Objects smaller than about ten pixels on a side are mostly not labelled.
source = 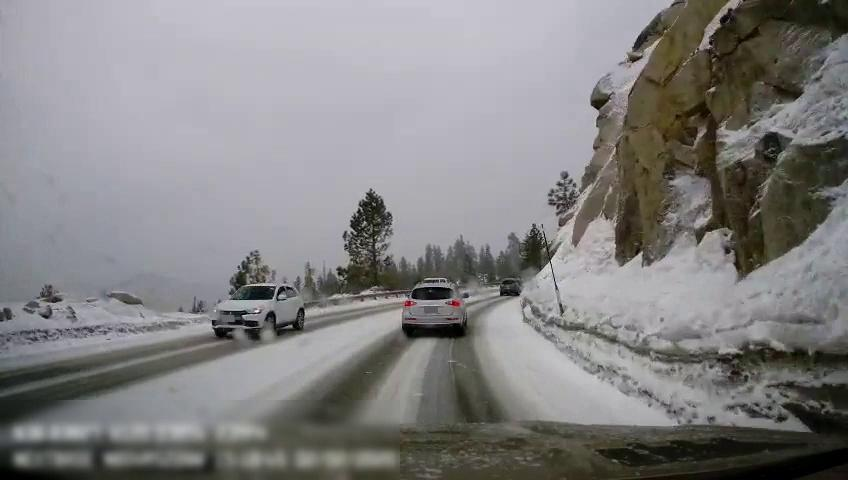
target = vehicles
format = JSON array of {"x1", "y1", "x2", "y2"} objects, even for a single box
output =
[
  {"x1": 401, "y1": 282, "x2": 469, "y2": 339},
  {"x1": 211, "y1": 283, "x2": 306, "y2": 340},
  {"x1": 500, "y1": 278, "x2": 521, "y2": 296},
  {"x1": 423, "y1": 278, "x2": 447, "y2": 283}
]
